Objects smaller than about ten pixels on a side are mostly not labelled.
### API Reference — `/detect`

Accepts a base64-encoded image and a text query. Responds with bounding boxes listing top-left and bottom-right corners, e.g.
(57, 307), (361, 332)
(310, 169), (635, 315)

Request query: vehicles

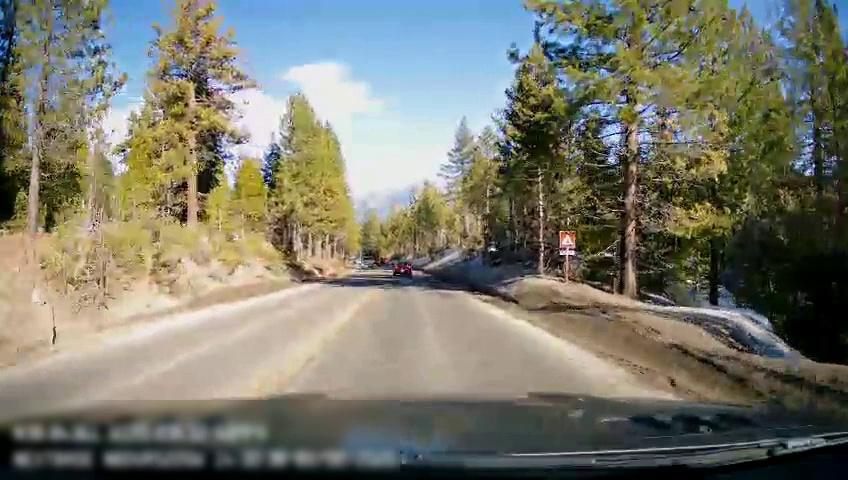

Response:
(392, 260), (412, 277)
(360, 255), (378, 269)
